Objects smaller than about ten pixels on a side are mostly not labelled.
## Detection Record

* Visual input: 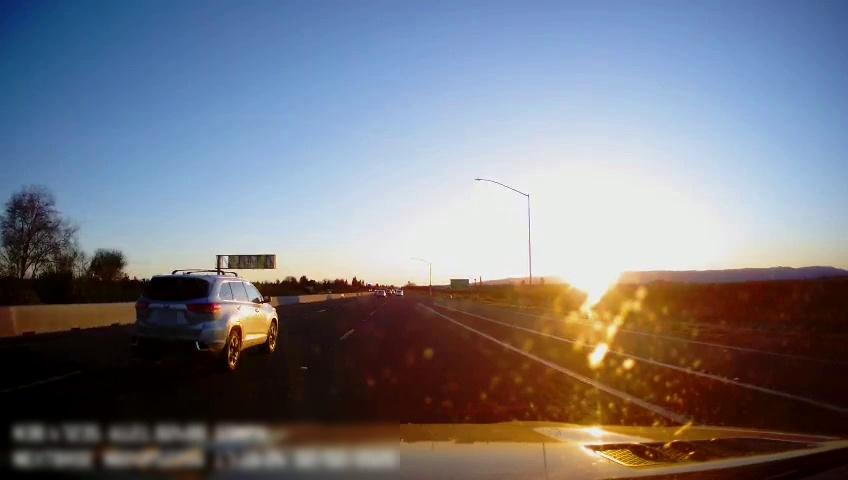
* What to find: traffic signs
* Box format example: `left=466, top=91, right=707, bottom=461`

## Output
left=450, top=279, right=470, bottom=289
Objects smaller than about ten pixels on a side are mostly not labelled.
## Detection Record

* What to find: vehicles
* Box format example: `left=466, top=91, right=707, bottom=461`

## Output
left=133, top=267, right=281, bottom=374
left=374, top=289, right=386, bottom=299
